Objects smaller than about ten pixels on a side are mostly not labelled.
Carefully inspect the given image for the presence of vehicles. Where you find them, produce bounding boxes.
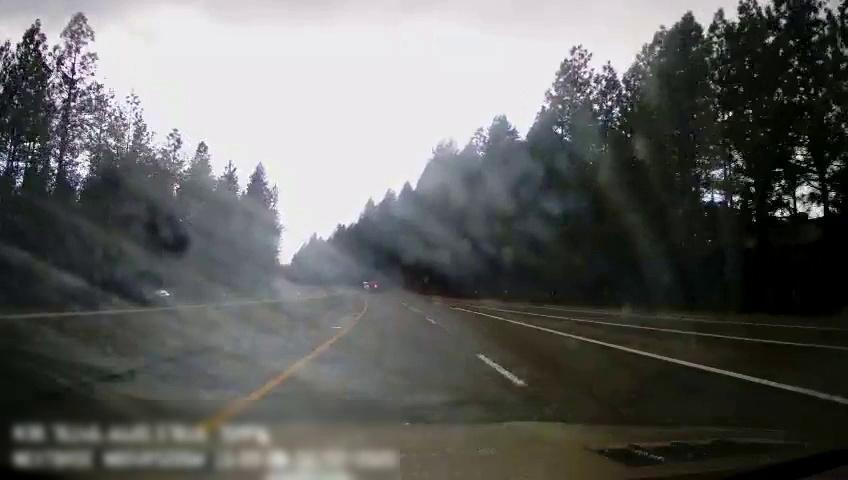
[362,281,378,292]
[147,289,172,306]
